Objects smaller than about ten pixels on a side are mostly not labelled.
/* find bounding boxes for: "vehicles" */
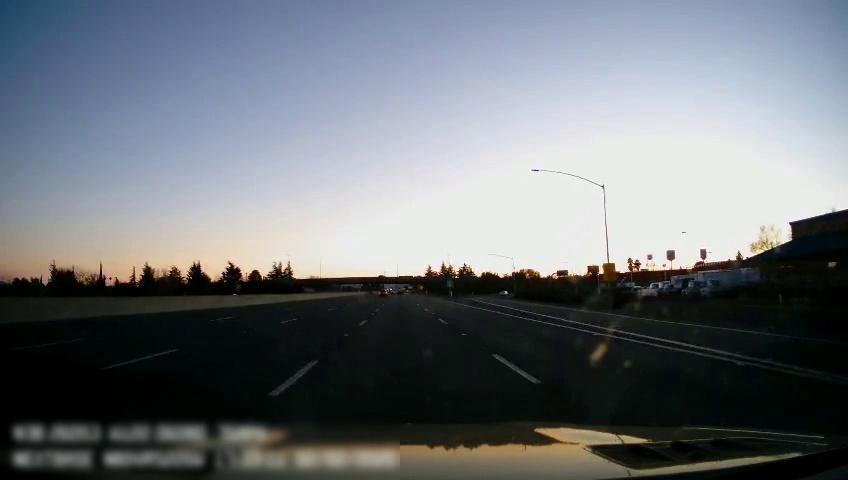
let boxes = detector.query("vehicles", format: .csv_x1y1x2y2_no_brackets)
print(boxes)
700,271,760,296
648,283,660,295
681,270,736,296
670,277,698,295
657,281,671,295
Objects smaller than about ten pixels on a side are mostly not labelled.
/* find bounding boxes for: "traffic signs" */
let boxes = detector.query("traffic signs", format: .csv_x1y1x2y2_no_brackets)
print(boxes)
399,275,413,283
